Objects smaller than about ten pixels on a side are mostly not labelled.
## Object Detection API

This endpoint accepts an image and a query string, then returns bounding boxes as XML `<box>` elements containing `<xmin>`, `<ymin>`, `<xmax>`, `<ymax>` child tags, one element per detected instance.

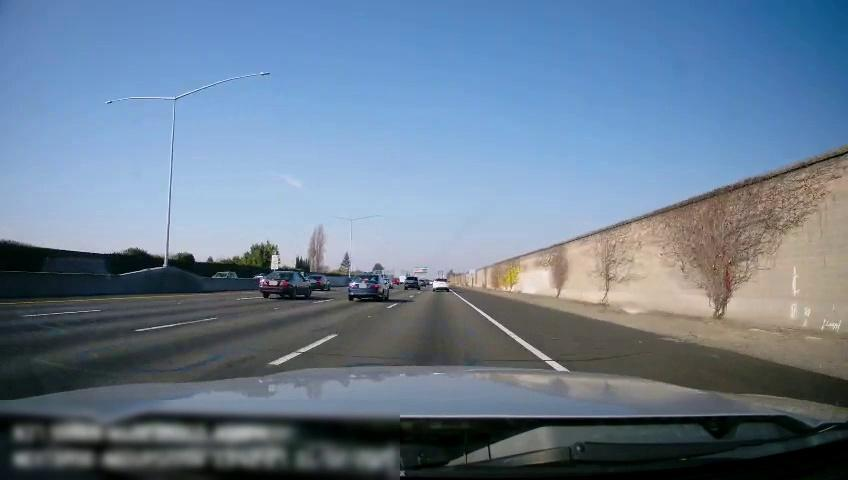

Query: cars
<box><xmin>347</xmin><ymin>272</ymin><xmax>390</xmax><ymax>302</ymax></box>
<box><xmin>258</xmin><ymin>271</ymin><xmax>312</xmax><ymax>300</ymax></box>
<box><xmin>301</xmin><ymin>274</ymin><xmax>331</xmax><ymax>293</ymax></box>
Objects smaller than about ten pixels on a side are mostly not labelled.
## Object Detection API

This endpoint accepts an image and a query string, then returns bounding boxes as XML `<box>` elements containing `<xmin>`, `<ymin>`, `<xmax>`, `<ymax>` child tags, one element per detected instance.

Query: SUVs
<box><xmin>403</xmin><ymin>276</ymin><xmax>421</xmax><ymax>290</ymax></box>
<box><xmin>432</xmin><ymin>278</ymin><xmax>450</xmax><ymax>292</ymax></box>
